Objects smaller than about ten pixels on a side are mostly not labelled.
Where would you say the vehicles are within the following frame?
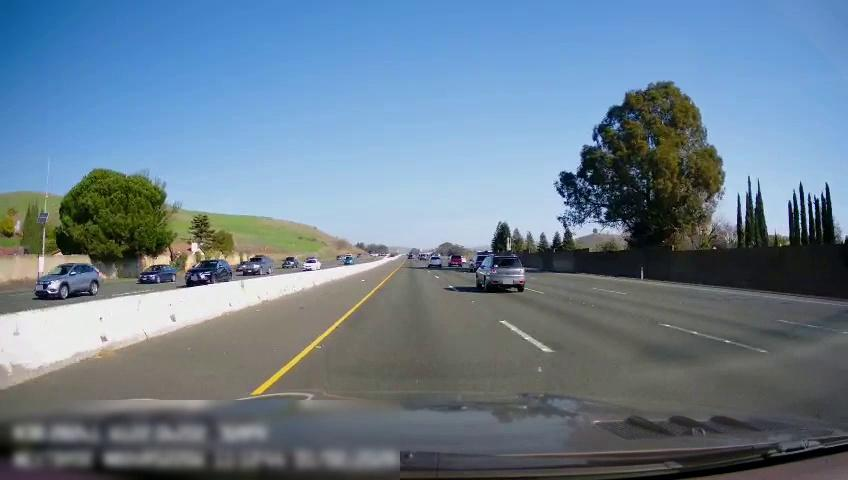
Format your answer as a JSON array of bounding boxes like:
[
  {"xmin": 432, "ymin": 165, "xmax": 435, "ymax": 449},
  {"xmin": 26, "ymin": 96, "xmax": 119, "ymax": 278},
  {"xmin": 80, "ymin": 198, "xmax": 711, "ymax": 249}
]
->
[
  {"xmin": 428, "ymin": 255, "xmax": 443, "ymax": 267},
  {"xmin": 184, "ymin": 259, "xmax": 233, "ymax": 287},
  {"xmin": 342, "ymin": 255, "xmax": 353, "ymax": 265},
  {"xmin": 138, "ymin": 264, "xmax": 177, "ymax": 284},
  {"xmin": 471, "ymin": 253, "xmax": 495, "ymax": 272},
  {"xmin": 236, "ymin": 260, "xmax": 248, "ymax": 272},
  {"xmin": 281, "ymin": 256, "xmax": 300, "ymax": 269},
  {"xmin": 476, "ymin": 254, "xmax": 526, "ymax": 292},
  {"xmin": 36, "ymin": 262, "xmax": 103, "ymax": 299},
  {"xmin": 240, "ymin": 255, "xmax": 274, "ymax": 276},
  {"xmin": 302, "ymin": 258, "xmax": 321, "ymax": 270},
  {"xmin": 447, "ymin": 255, "xmax": 463, "ymax": 267}
]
